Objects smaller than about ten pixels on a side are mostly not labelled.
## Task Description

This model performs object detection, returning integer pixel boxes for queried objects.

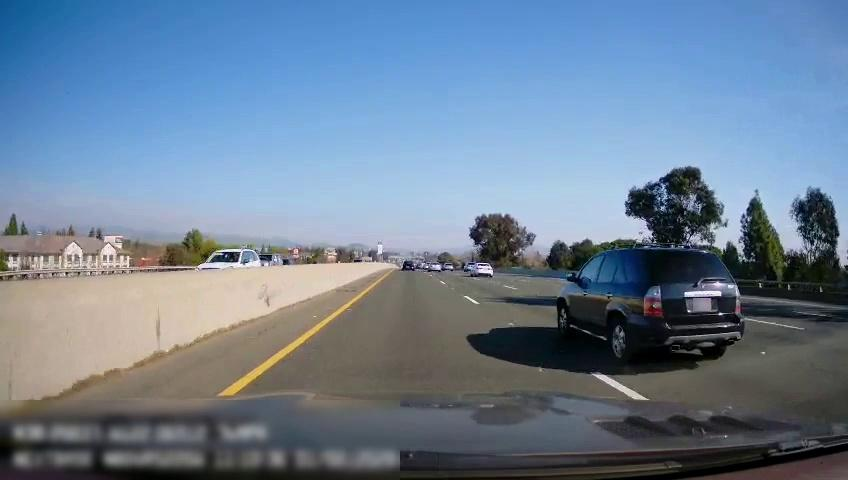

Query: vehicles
[427,262,441,272]
[554,248,745,361]
[195,248,262,271]
[470,263,493,277]
[444,262,454,271]
[352,259,366,264]
[402,261,413,271]
[257,252,284,266]
[463,261,476,272]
